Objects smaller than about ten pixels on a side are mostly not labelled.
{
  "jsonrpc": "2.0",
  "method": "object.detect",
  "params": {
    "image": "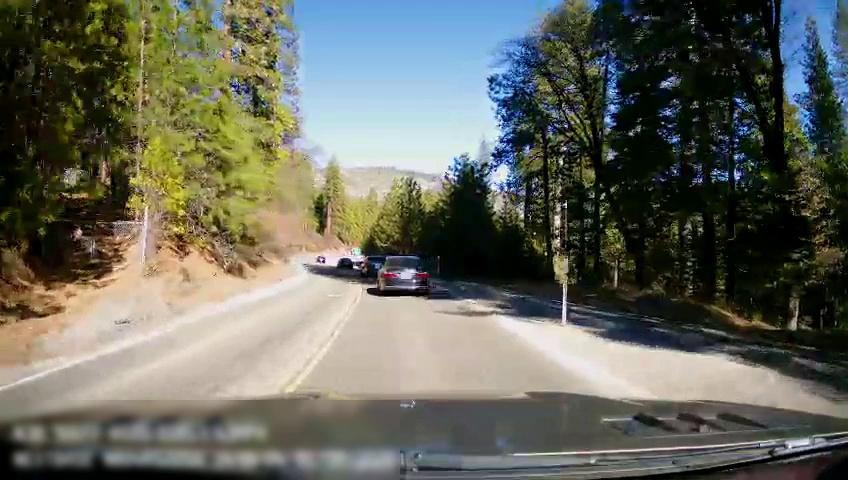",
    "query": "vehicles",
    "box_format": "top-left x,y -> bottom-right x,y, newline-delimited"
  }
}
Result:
336,258 -> 354,271
358,255 -> 387,277
316,255 -> 326,264
376,255 -> 431,293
